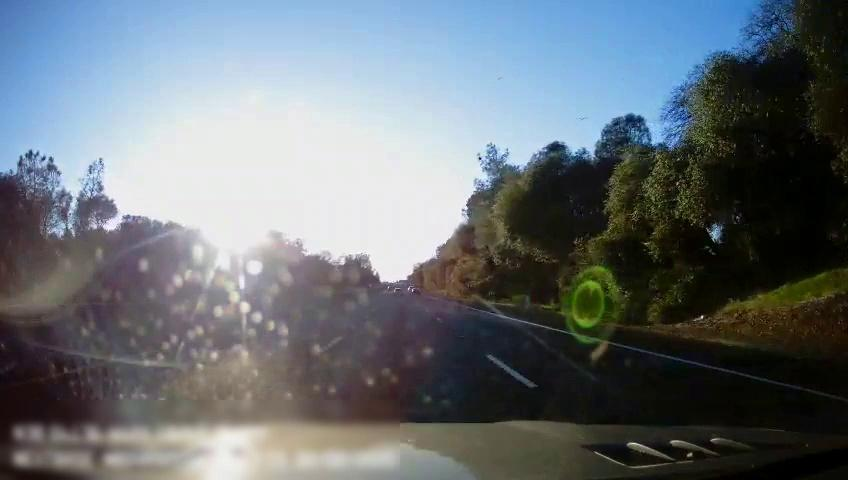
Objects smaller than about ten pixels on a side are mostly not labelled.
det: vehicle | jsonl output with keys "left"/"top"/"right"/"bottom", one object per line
{"left": 394, "top": 287, "right": 403, "bottom": 295}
